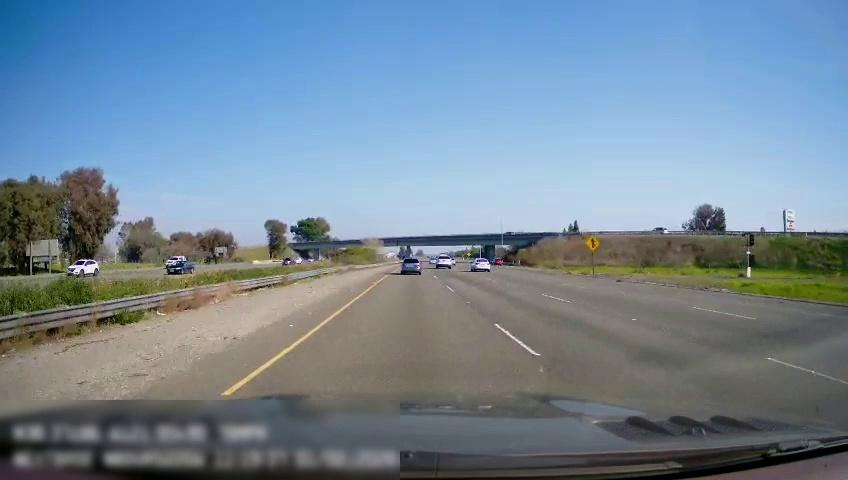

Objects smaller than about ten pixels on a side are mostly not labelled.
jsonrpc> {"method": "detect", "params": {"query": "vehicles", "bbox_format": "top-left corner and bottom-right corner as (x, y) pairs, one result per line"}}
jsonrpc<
(491, 257), (504, 266)
(435, 255), (452, 270)
(66, 259), (100, 280)
(167, 260), (196, 276)
(429, 255), (439, 264)
(470, 257), (491, 273)
(291, 256), (303, 265)
(281, 257), (297, 266)
(400, 258), (422, 276)
(652, 227), (669, 236)
(165, 255), (188, 269)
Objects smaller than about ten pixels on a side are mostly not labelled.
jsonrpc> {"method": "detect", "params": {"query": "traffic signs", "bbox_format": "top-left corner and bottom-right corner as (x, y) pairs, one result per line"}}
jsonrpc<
(585, 236), (601, 253)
